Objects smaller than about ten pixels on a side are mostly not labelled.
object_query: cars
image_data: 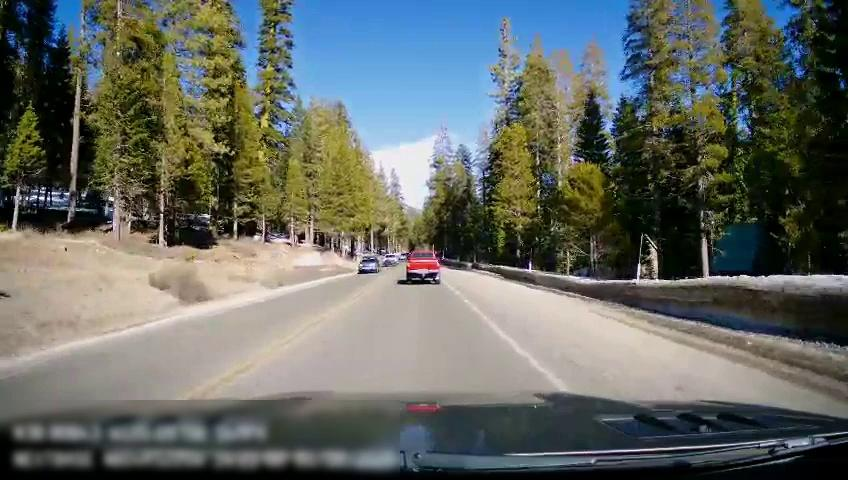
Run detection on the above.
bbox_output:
[358,255,380,274]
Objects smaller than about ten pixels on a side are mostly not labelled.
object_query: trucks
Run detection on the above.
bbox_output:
[383,253,399,267]
[405,250,441,284]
